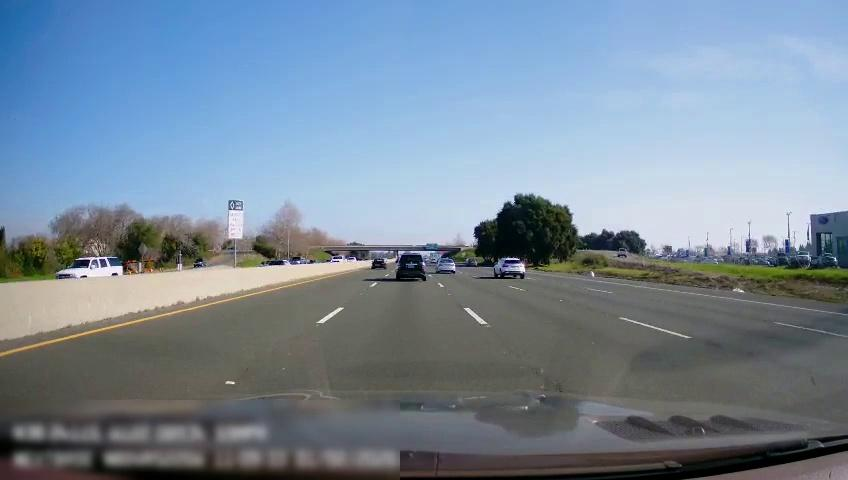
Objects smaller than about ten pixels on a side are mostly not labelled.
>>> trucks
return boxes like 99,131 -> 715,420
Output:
616,247 -> 628,259
329,255 -> 349,264
289,255 -> 311,265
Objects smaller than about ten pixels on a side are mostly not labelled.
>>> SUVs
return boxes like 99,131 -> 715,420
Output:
395,253 -> 427,282
55,255 -> 124,280
493,257 -> 527,280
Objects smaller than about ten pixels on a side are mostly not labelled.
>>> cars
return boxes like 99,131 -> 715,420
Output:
435,257 -> 456,274
371,258 -> 387,270
463,256 -> 478,268
193,258 -> 207,269
266,259 -> 292,267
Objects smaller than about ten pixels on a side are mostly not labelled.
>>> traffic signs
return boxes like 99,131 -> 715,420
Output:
227,199 -> 245,240
425,243 -> 438,251
137,241 -> 148,257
